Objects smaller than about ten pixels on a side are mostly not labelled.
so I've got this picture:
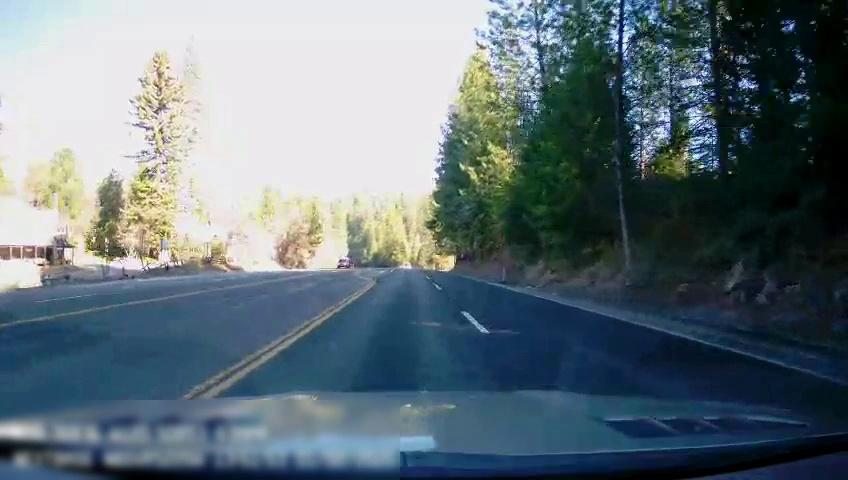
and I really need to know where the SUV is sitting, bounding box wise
[336,257,352,269]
